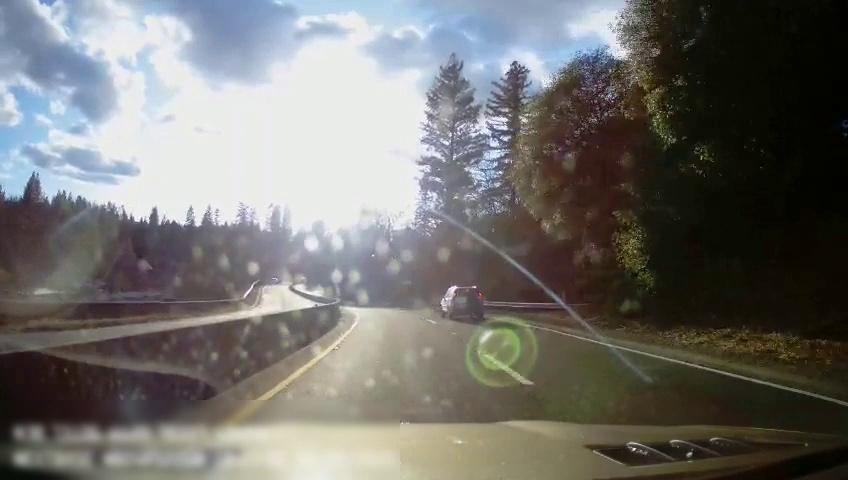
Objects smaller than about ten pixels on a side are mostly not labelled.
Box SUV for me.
[440,285,483,321]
